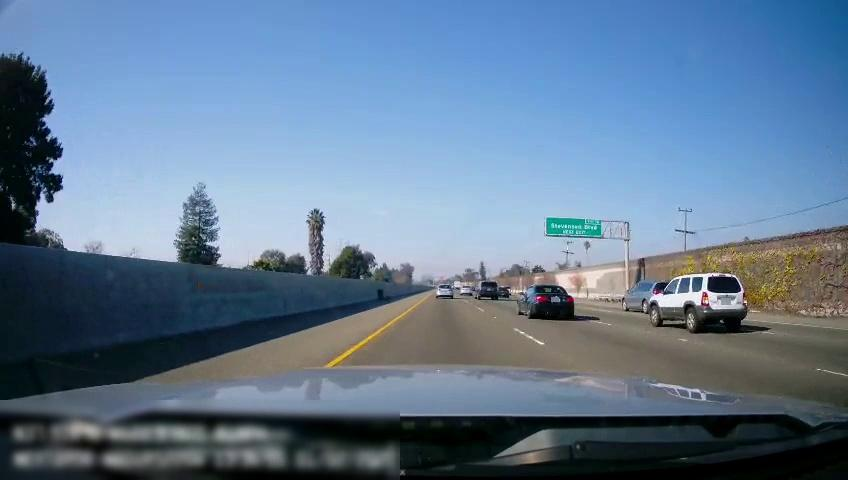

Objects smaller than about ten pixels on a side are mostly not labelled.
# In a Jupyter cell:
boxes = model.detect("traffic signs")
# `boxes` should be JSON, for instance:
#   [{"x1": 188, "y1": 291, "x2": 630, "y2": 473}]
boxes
[{"x1": 545, "y1": 216, "x2": 603, "y2": 237}]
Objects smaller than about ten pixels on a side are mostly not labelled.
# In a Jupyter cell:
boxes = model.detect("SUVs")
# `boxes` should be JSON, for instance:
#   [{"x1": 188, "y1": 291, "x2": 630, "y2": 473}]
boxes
[
  {"x1": 622, "y1": 281, "x2": 671, "y2": 314},
  {"x1": 474, "y1": 281, "x2": 499, "y2": 300},
  {"x1": 647, "y1": 271, "x2": 749, "y2": 334}
]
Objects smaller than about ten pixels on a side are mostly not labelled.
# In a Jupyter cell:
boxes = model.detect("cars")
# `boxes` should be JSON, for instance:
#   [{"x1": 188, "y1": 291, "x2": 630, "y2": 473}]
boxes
[
  {"x1": 435, "y1": 284, "x2": 454, "y2": 299},
  {"x1": 498, "y1": 287, "x2": 510, "y2": 298},
  {"x1": 460, "y1": 285, "x2": 473, "y2": 295},
  {"x1": 517, "y1": 284, "x2": 575, "y2": 319}
]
